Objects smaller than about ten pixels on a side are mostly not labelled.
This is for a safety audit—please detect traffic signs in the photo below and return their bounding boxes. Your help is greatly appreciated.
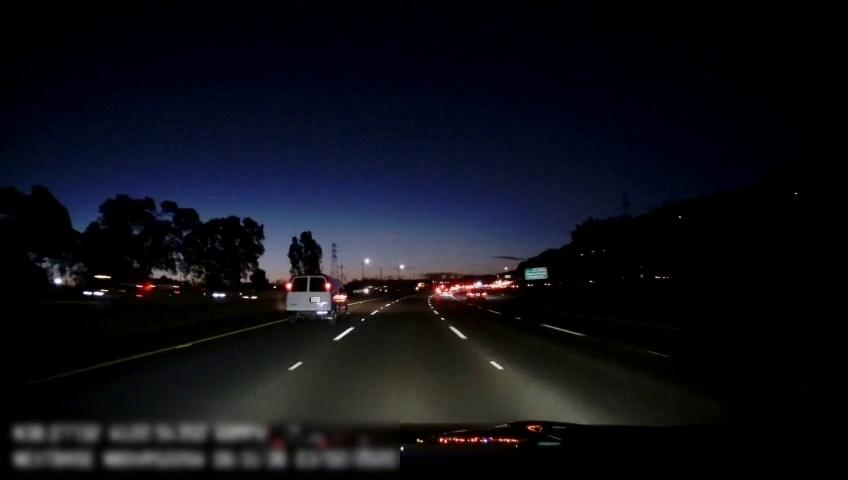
[524,266,548,281]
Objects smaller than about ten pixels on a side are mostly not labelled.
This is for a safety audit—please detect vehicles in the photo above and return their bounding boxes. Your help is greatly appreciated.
[439,290,455,301]
[241,291,258,301]
[211,290,232,300]
[80,278,183,301]
[285,274,348,323]
[466,288,489,303]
